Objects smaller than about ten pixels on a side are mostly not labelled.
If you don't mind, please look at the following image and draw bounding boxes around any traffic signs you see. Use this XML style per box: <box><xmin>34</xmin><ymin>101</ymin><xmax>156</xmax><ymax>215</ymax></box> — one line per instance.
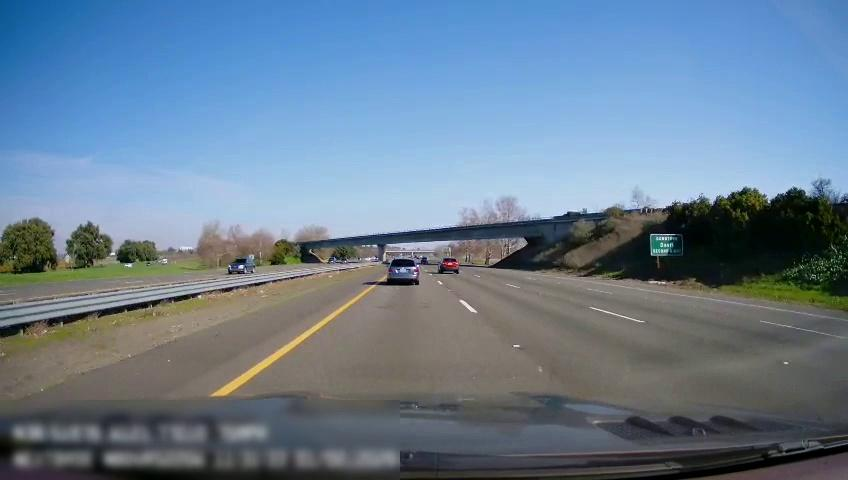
<box><xmin>649</xmin><ymin>233</ymin><xmax>685</xmax><ymax>258</ymax></box>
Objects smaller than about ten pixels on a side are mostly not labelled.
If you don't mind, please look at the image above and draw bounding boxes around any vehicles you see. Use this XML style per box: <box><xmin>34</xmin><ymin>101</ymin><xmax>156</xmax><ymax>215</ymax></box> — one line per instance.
<box><xmin>228</xmin><ymin>256</ymin><xmax>255</xmax><ymax>275</ymax></box>
<box><xmin>420</xmin><ymin>257</ymin><xmax>429</xmax><ymax>265</ymax></box>
<box><xmin>387</xmin><ymin>259</ymin><xmax>420</xmax><ymax>285</ymax></box>
<box><xmin>438</xmin><ymin>257</ymin><xmax>460</xmax><ymax>275</ymax></box>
